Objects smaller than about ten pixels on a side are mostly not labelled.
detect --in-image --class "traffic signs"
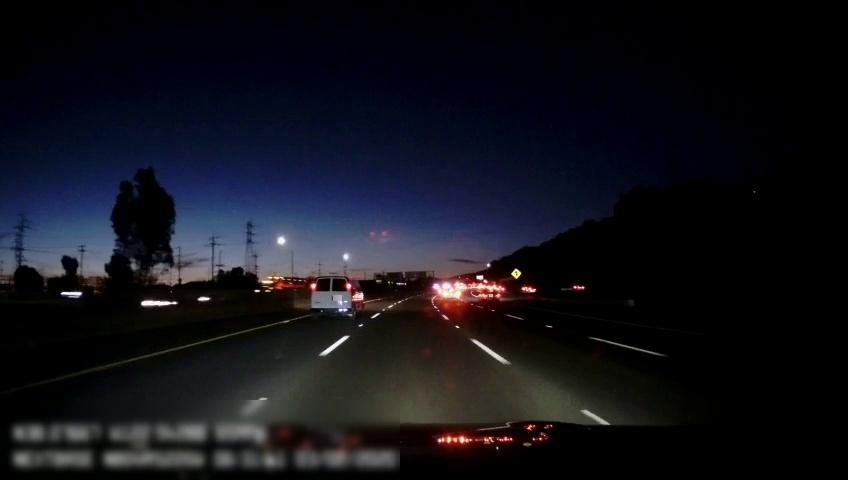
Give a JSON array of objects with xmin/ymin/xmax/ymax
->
[{"xmin": 511, "ymin": 268, "xmax": 522, "ymax": 280}]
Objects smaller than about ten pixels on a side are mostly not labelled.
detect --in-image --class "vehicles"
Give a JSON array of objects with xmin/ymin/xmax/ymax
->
[
  {"xmin": 311, "ymin": 275, "xmax": 365, "ymax": 319},
  {"xmin": 561, "ymin": 282, "xmax": 584, "ymax": 291},
  {"xmin": 477, "ymin": 289, "xmax": 500, "ymax": 304},
  {"xmin": 445, "ymin": 290, "xmax": 461, "ymax": 300},
  {"xmin": 253, "ymin": 275, "xmax": 309, "ymax": 294}
]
